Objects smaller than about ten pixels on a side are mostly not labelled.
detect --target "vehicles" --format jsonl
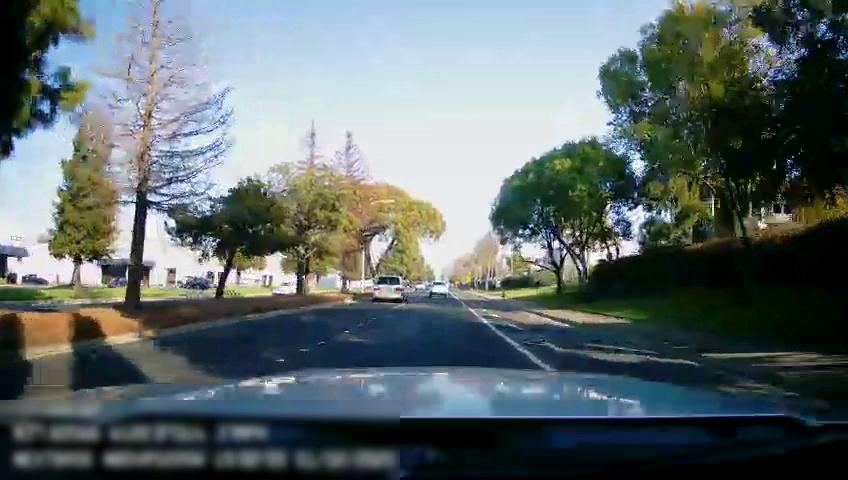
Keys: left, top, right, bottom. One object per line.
{"left": 414, "top": 281, "right": 427, "bottom": 291}
{"left": 428, "top": 280, "right": 449, "bottom": 298}
{"left": 370, "top": 274, "right": 408, "bottom": 302}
